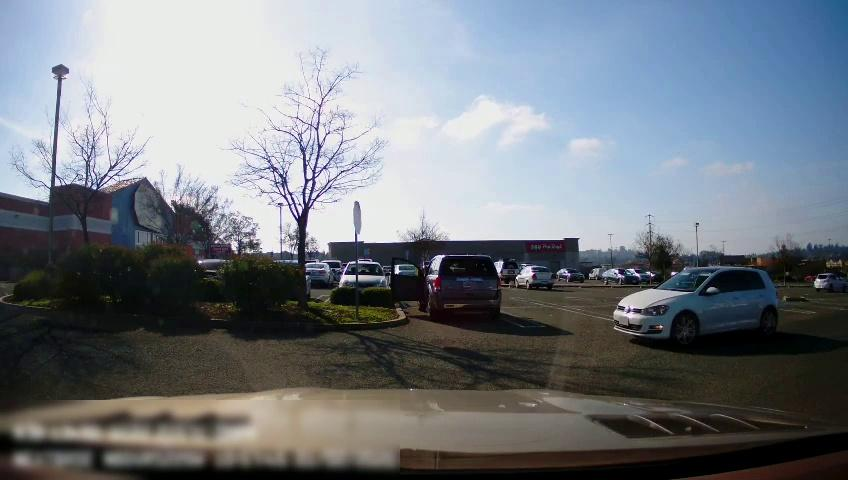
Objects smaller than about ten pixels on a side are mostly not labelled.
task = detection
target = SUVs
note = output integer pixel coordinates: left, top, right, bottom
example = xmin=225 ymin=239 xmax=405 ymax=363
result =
xmin=391 ymin=255 xmax=502 ymax=321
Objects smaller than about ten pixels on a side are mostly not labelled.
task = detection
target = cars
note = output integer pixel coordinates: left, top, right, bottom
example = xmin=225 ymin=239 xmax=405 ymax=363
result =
xmin=613 ymin=266 xmax=779 ymax=348
xmin=514 ymin=266 xmax=555 ymax=290
xmin=812 ymin=271 xmax=848 ymax=294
